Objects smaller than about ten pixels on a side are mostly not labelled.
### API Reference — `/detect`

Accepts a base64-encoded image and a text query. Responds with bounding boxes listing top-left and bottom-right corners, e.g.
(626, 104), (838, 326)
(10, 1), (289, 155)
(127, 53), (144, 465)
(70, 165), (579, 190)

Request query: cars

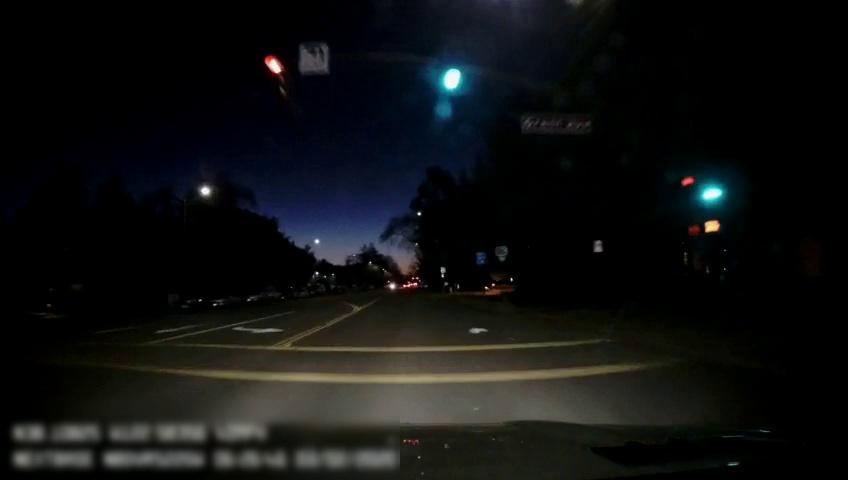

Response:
(242, 284), (283, 305)
(207, 290), (242, 310)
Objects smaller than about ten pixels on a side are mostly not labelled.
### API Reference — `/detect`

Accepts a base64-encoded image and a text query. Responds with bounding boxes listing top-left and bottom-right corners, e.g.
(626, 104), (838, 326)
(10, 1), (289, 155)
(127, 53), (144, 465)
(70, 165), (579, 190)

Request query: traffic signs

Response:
(522, 114), (586, 135)
(476, 251), (486, 267)
(496, 245), (511, 257)
(300, 45), (329, 76)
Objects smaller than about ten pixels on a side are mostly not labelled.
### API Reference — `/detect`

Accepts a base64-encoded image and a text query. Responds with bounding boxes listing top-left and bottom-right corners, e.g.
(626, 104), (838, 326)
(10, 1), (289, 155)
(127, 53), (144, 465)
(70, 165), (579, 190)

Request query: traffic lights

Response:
(265, 54), (284, 101)
(703, 176), (721, 206)
(444, 54), (459, 93)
